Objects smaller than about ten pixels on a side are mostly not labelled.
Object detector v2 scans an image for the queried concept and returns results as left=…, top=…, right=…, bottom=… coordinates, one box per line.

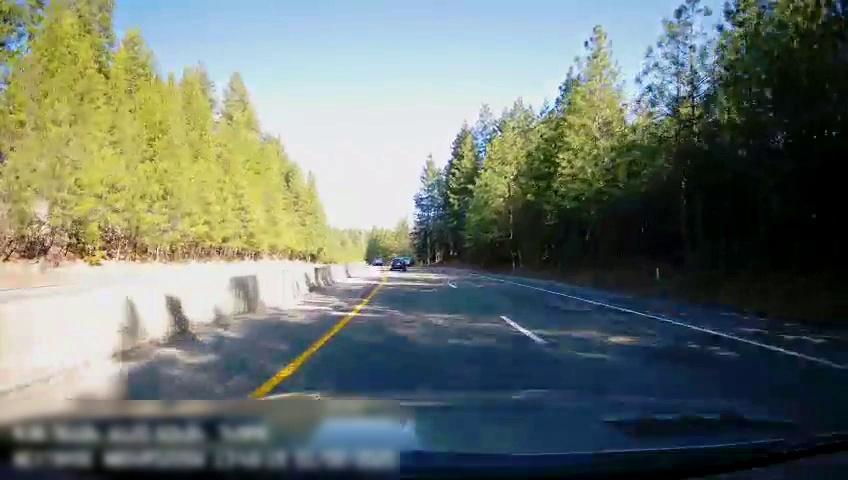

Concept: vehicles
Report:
left=399, top=256, right=411, bottom=266
left=391, top=258, right=407, bottom=271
